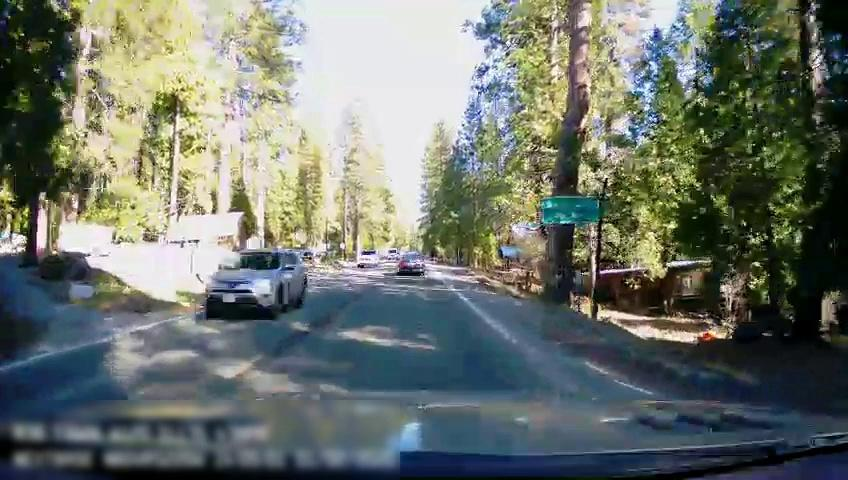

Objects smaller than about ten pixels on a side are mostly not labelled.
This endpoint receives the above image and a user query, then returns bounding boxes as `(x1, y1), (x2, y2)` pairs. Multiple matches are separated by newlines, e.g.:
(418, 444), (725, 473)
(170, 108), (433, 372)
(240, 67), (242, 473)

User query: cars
(396, 253), (426, 277)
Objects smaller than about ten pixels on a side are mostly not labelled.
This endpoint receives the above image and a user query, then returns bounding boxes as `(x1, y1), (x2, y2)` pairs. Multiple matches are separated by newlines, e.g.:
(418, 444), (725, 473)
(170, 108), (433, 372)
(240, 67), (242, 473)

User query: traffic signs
(541, 193), (605, 226)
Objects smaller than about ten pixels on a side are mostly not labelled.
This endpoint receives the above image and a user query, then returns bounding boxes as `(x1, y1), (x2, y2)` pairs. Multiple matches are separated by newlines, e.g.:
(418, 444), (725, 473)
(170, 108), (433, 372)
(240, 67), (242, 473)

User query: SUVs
(356, 249), (380, 268)
(204, 249), (307, 321)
